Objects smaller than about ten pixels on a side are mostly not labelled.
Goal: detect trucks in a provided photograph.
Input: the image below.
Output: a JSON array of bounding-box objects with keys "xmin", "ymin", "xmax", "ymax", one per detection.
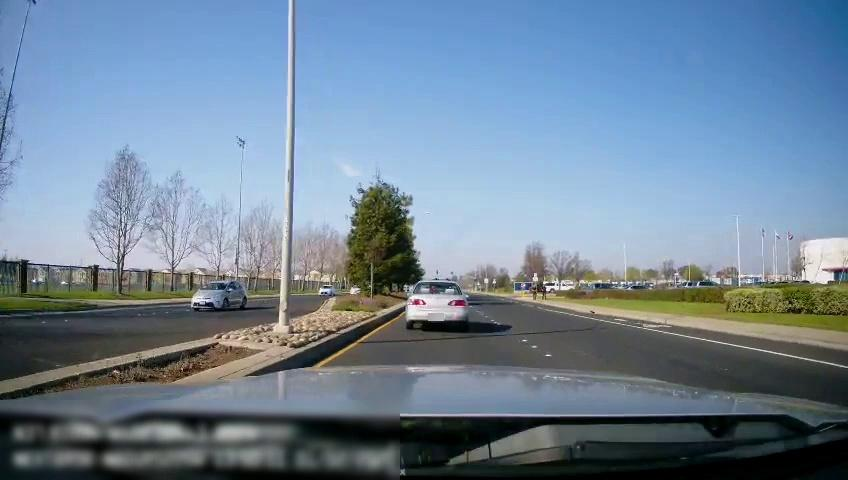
[{"xmin": 544, "ymin": 281, "xmax": 572, "ymax": 294}]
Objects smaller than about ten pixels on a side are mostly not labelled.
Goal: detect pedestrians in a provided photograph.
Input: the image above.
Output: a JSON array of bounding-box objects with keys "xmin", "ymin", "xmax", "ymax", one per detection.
[
  {"xmin": 542, "ymin": 284, "xmax": 547, "ymax": 300},
  {"xmin": 531, "ymin": 281, "xmax": 537, "ymax": 300}
]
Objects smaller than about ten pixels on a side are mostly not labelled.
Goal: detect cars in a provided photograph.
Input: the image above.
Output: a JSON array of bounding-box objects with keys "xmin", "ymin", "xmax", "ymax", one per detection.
[
  {"xmin": 318, "ymin": 285, "xmax": 337, "ymax": 297},
  {"xmin": 191, "ymin": 279, "xmax": 249, "ymax": 312},
  {"xmin": 348, "ymin": 286, "xmax": 362, "ymax": 295},
  {"xmin": 404, "ymin": 278, "xmax": 471, "ymax": 331}
]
